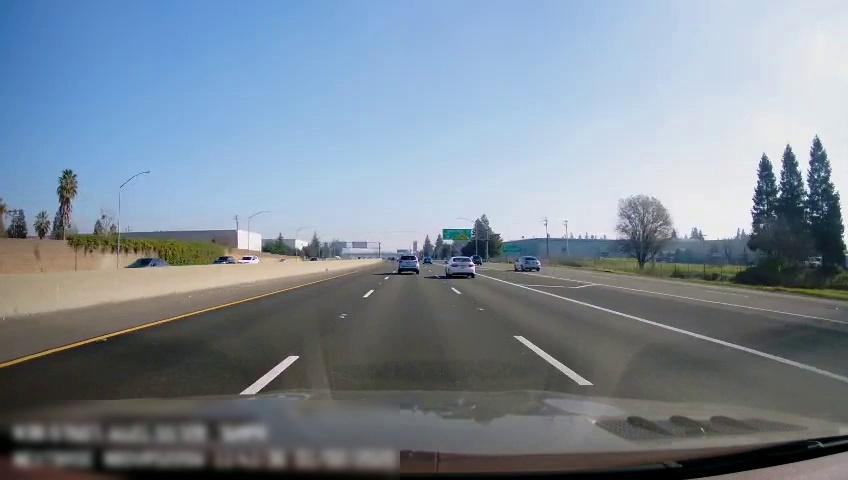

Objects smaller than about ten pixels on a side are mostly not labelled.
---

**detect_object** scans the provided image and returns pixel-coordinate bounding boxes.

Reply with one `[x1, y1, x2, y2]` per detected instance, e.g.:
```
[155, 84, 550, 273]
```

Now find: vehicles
[397, 255, 419, 274]
[470, 256, 482, 265]
[444, 256, 476, 278]
[238, 255, 261, 265]
[122, 257, 170, 270]
[514, 256, 541, 272]
[212, 255, 237, 266]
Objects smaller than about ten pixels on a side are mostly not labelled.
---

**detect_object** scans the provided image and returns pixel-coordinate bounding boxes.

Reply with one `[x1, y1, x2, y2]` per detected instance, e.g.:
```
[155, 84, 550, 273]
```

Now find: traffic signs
[334, 241, 348, 248]
[442, 228, 472, 241]
[351, 240, 368, 249]
[500, 246, 521, 256]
